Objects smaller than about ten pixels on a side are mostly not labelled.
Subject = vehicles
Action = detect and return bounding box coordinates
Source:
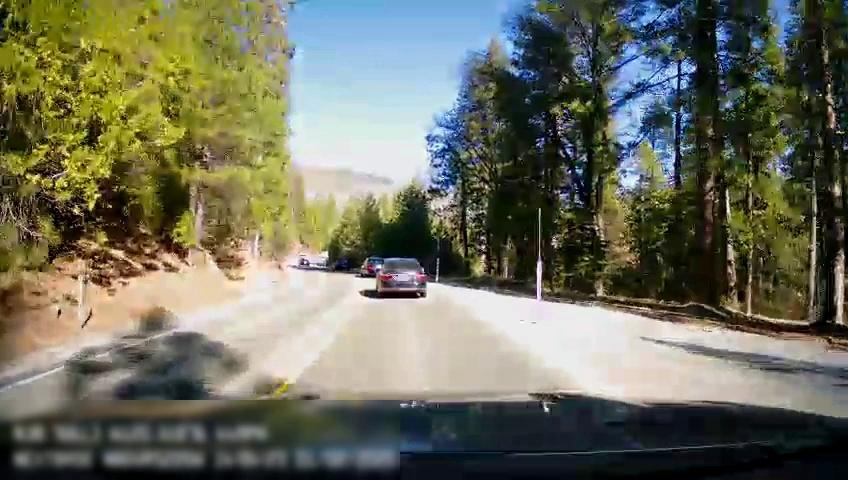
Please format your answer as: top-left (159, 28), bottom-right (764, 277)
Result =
top-left (374, 257), bottom-right (428, 298)
top-left (359, 257), bottom-right (388, 278)
top-left (299, 258), bottom-right (311, 266)
top-left (334, 259), bottom-right (352, 271)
